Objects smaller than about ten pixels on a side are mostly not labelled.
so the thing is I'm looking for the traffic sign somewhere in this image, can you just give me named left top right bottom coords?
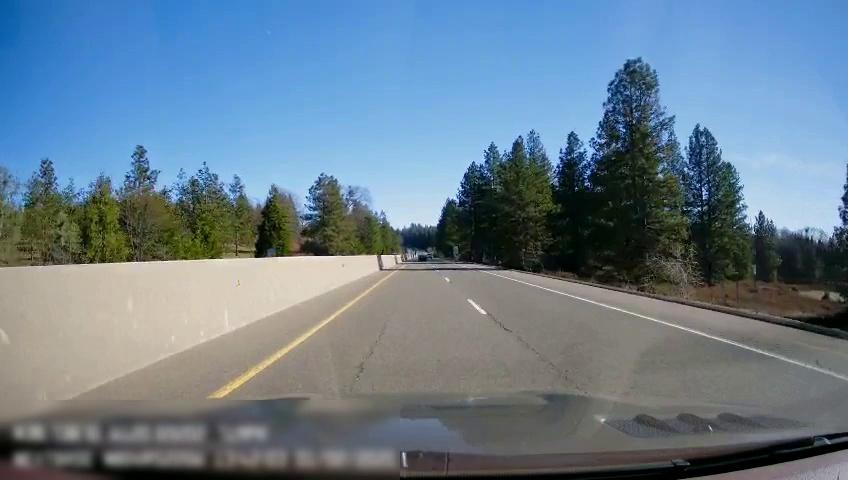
left=453, top=246, right=459, bottom=257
